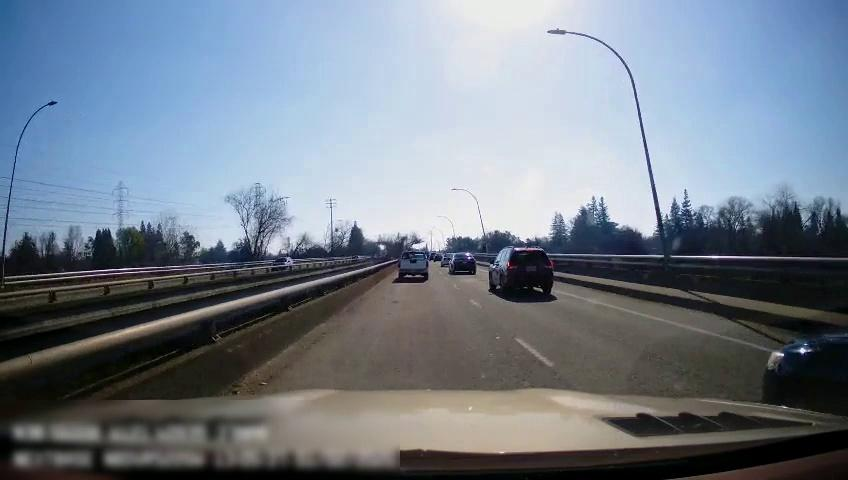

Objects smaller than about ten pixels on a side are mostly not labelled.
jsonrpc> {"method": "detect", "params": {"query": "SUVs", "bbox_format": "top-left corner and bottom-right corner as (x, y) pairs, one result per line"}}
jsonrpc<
(271, 256), (298, 273)
(487, 246), (555, 296)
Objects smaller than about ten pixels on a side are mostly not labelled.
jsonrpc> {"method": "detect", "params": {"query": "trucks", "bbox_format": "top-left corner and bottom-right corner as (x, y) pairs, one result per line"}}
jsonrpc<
(398, 250), (429, 279)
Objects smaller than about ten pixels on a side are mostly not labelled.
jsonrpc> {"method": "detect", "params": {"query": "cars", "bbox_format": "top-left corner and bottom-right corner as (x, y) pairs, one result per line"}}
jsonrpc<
(440, 254), (453, 267)
(448, 252), (477, 274)
(762, 328), (848, 414)
(433, 253), (443, 262)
